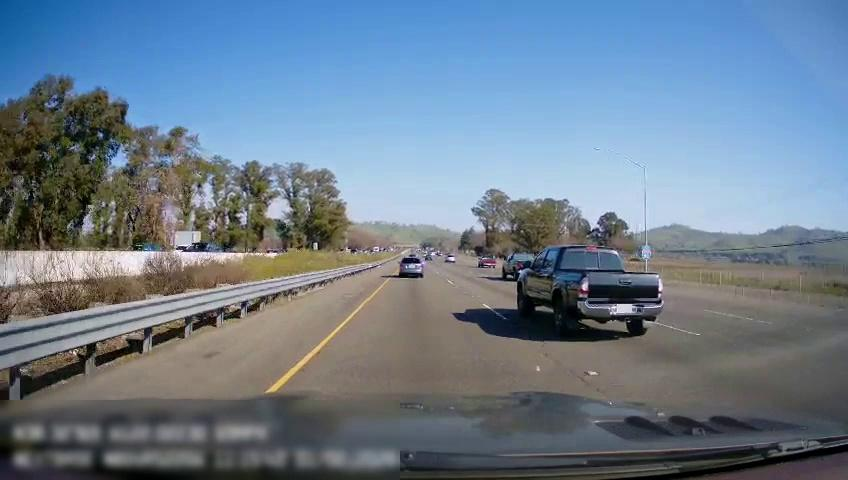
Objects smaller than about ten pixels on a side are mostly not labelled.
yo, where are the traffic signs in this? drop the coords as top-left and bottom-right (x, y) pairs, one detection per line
(641, 244), (653, 260)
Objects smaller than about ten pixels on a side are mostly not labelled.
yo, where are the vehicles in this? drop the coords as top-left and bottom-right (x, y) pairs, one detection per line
(130, 240), (159, 253)
(181, 241), (225, 254)
(397, 256), (424, 278)
(515, 243), (665, 338)
(477, 254), (497, 269)
(445, 254), (456, 263)
(501, 251), (539, 281)
(173, 244), (190, 253)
